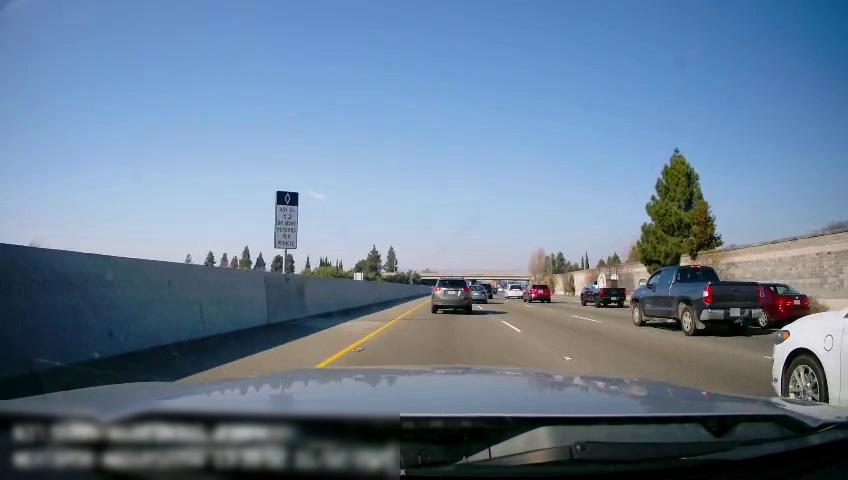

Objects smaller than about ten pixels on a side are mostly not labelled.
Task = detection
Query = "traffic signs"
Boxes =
[273,189,299,250]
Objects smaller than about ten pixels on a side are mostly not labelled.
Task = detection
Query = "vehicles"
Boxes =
[430,276,473,315]
[580,263,627,309]
[754,282,811,330]
[474,283,493,300]
[770,309,848,411]
[503,283,525,300]
[628,264,762,337]
[522,283,552,304]
[465,284,488,304]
